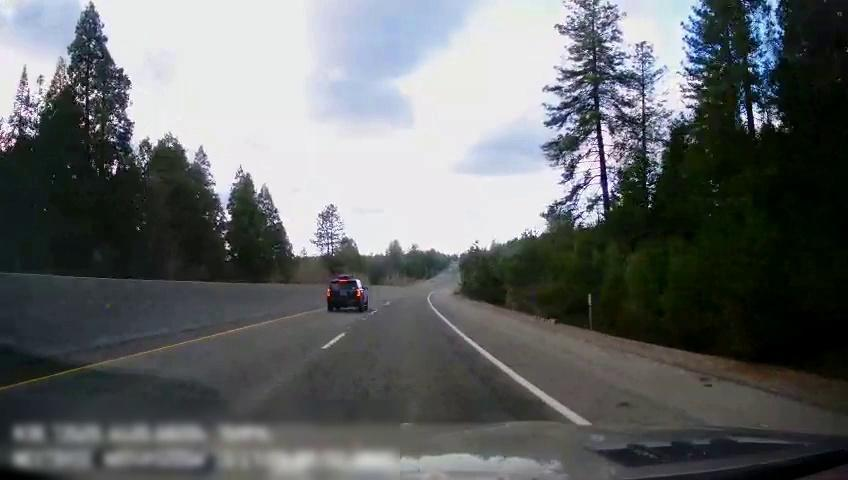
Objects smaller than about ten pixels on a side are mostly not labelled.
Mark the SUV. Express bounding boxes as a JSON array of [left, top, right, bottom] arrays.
[[327, 278, 369, 313]]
